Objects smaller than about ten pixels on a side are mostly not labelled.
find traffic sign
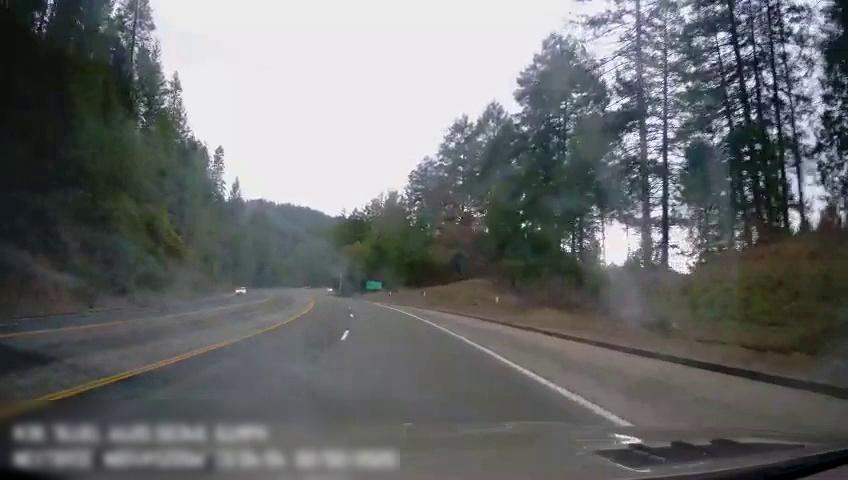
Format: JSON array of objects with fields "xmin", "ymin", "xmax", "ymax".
[{"xmin": 364, "ymin": 281, "xmax": 382, "ymax": 291}]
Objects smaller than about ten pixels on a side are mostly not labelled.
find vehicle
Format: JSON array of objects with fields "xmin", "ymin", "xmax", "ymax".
[{"xmin": 234, "ymin": 287, "xmax": 246, "ymax": 296}]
